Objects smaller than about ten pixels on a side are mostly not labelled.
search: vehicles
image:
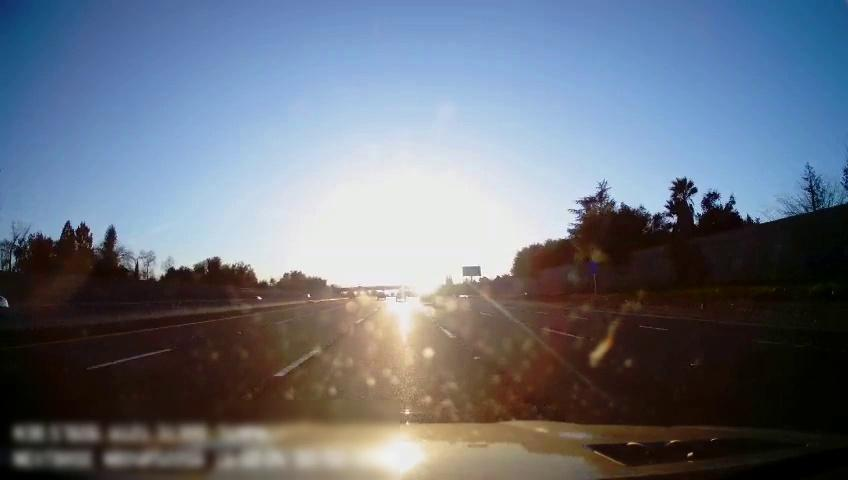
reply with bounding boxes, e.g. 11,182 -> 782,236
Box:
0,295 -> 10,308
395,291 -> 407,302
419,295 -> 436,305
376,292 -> 386,301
